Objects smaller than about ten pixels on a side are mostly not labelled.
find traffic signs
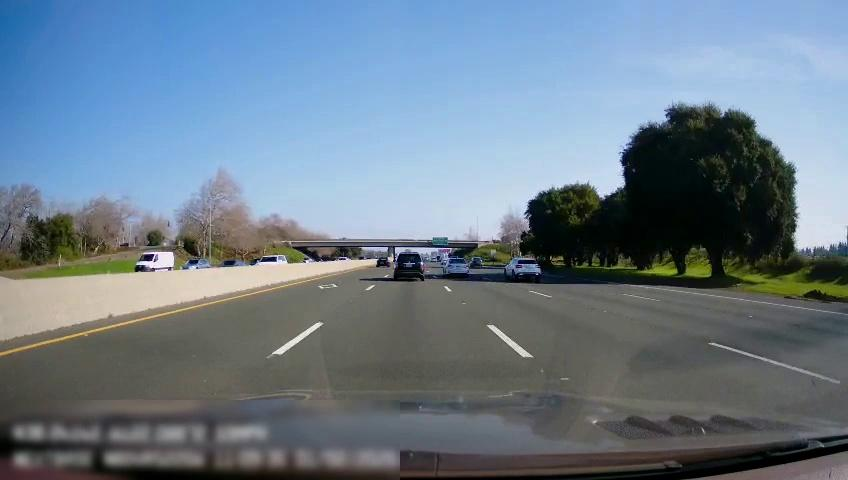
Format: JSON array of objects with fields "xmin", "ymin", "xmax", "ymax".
[{"xmin": 432, "ymin": 236, "xmax": 448, "ymax": 247}]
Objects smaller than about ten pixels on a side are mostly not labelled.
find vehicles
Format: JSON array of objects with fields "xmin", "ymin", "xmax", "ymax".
[
  {"xmin": 133, "ymin": 251, "xmax": 175, "ymax": 273},
  {"xmin": 220, "ymin": 258, "xmax": 248, "ymax": 268},
  {"xmin": 375, "ymin": 256, "xmax": 390, "ymax": 268},
  {"xmin": 393, "ymin": 252, "xmax": 425, "ymax": 282},
  {"xmin": 253, "ymin": 253, "xmax": 289, "ymax": 267},
  {"xmin": 441, "ymin": 256, "xmax": 470, "ymax": 278},
  {"xmin": 179, "ymin": 257, "xmax": 211, "ymax": 271},
  {"xmin": 469, "ymin": 256, "xmax": 483, "ymax": 267},
  {"xmin": 333, "ymin": 256, "xmax": 351, "ymax": 262},
  {"xmin": 504, "ymin": 256, "xmax": 543, "ymax": 282}
]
